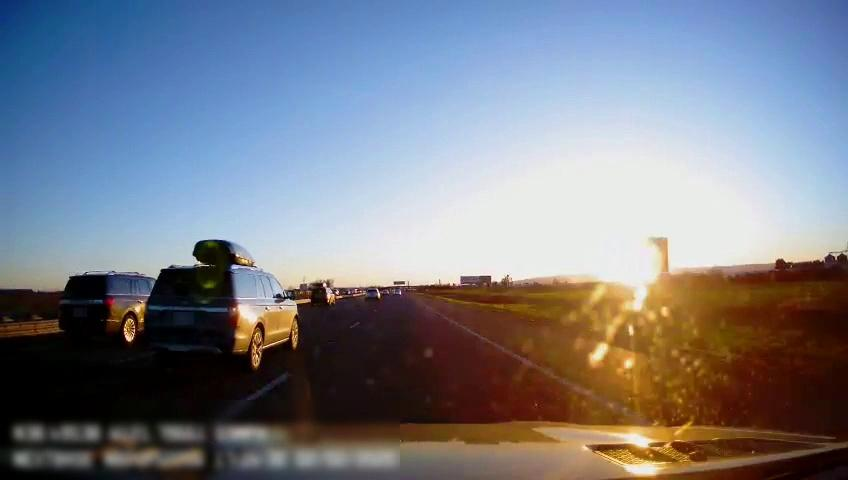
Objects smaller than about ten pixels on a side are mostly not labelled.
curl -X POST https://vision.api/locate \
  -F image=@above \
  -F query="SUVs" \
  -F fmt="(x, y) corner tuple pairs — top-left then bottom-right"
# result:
(57, 270), (157, 351)
(142, 238), (302, 376)
(365, 288), (381, 302)
(309, 283), (336, 307)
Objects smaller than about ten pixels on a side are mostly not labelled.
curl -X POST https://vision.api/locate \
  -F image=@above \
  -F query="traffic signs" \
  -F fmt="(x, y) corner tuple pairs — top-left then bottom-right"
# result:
(647, 236), (670, 274)
(394, 280), (405, 285)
